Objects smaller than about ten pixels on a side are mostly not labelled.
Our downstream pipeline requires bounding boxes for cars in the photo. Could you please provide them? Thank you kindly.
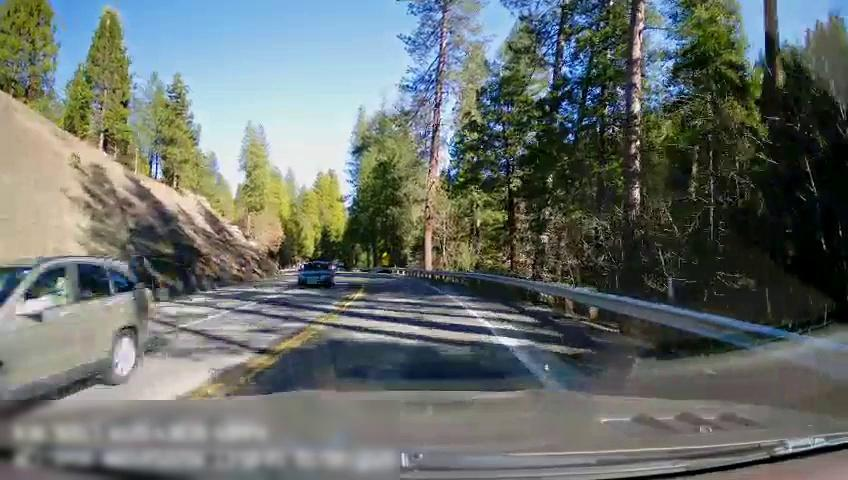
[0,255,150,412]
[297,263,334,289]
